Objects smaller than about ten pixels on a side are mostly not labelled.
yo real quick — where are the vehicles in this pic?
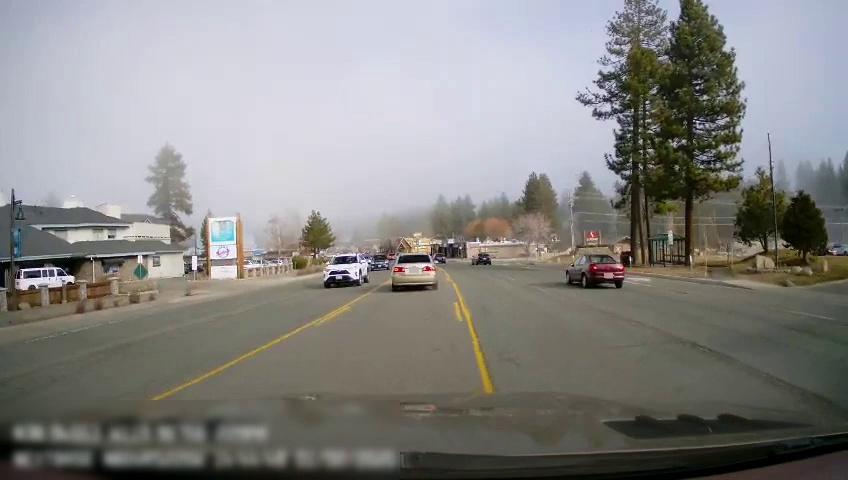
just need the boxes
[392,253,436,291]
[564,253,625,289]
[370,255,390,271]
[324,254,368,288]
[828,243,848,257]
[435,253,447,264]
[13,266,76,293]
[472,252,491,267]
